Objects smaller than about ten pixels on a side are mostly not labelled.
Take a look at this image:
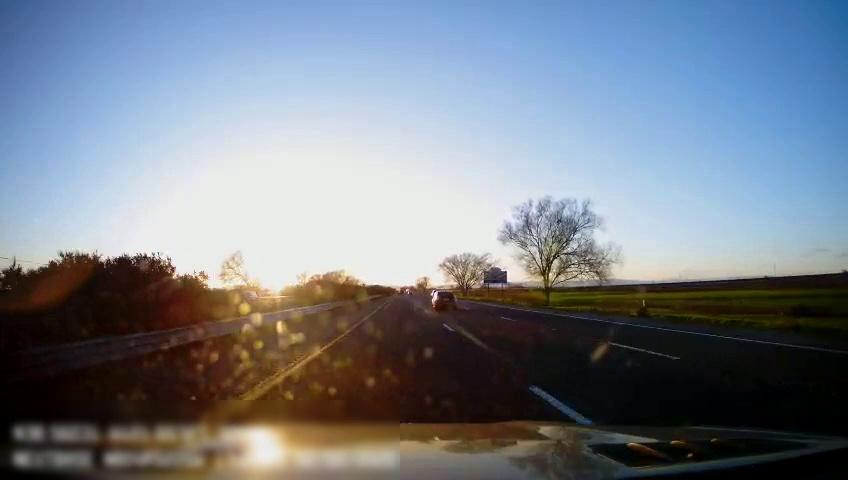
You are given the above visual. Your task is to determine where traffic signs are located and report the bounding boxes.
[484,270,508,284]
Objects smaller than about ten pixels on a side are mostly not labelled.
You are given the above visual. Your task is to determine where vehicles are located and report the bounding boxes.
[241,291,258,301]
[432,291,456,311]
